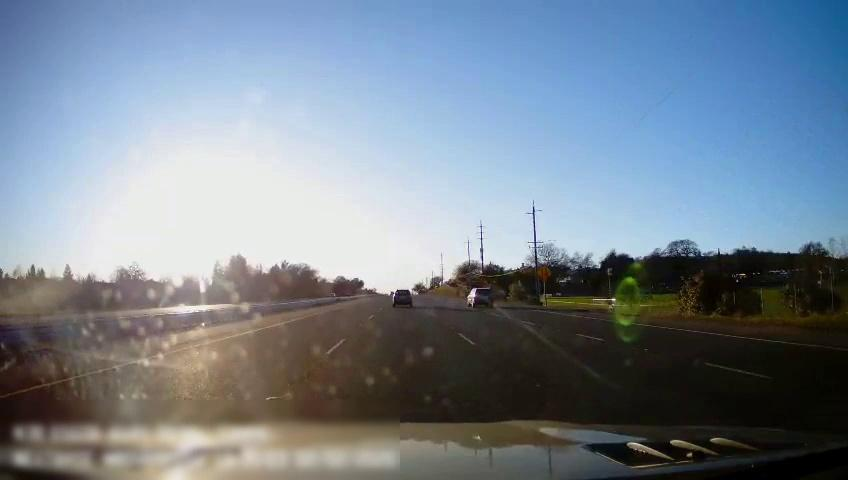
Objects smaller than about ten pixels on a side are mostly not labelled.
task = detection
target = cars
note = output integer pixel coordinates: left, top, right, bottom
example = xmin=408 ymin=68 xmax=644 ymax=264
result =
xmin=467 ymin=287 xmax=494 ymax=308
xmin=392 ymin=289 xmax=413 ymax=309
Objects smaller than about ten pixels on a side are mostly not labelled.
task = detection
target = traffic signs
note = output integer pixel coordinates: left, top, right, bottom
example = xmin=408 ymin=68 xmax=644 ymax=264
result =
xmin=537 ymin=264 xmax=552 ymax=283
